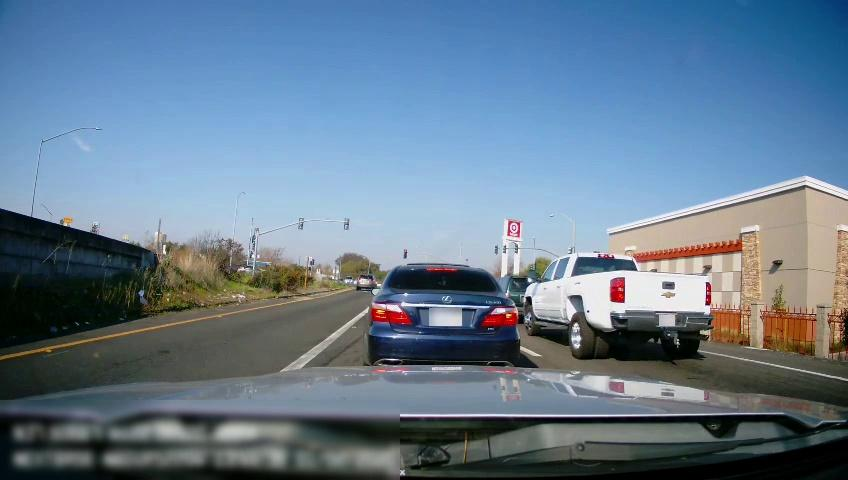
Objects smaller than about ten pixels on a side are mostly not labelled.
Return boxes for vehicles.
[497,272,540,318]
[236,264,266,276]
[361,262,522,367]
[343,275,354,286]
[356,274,377,291]
[522,252,716,360]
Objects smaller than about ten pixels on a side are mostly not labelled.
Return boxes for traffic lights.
[343,217,350,231]
[297,217,305,230]
[513,242,519,256]
[502,243,507,255]
[494,244,499,255]
[567,247,573,261]
[403,248,408,260]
